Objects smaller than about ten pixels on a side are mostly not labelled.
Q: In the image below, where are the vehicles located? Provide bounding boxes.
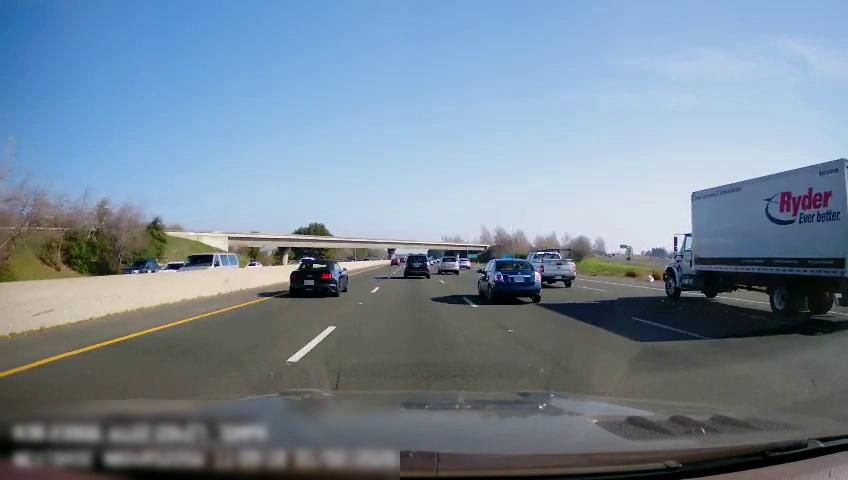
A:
[437,256,460,275]
[154,260,191,273]
[120,258,164,277]
[390,258,400,267]
[244,261,264,269]
[476,257,542,304]
[403,254,430,279]
[175,252,240,273]
[525,247,577,289]
[296,255,316,265]
[660,157,848,317]
[457,257,471,270]
[288,258,350,297]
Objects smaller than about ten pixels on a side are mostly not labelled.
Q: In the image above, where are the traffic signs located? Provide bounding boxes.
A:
[501,255,512,259]
[467,253,479,260]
